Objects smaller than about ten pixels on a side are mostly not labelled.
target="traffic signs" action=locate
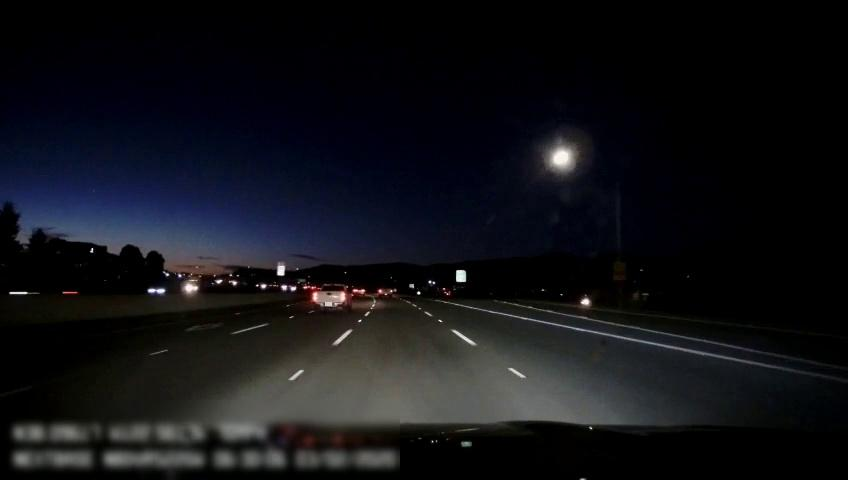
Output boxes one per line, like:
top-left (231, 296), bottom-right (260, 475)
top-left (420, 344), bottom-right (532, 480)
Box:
top-left (455, 269), bottom-right (467, 283)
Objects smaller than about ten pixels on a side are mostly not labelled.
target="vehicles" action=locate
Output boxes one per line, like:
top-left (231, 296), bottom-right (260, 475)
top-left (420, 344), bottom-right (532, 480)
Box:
top-left (147, 282), bottom-right (174, 296)
top-left (310, 283), bottom-right (354, 317)
top-left (352, 287), bottom-right (367, 300)
top-left (181, 282), bottom-right (198, 295)
top-left (377, 287), bottom-right (393, 298)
